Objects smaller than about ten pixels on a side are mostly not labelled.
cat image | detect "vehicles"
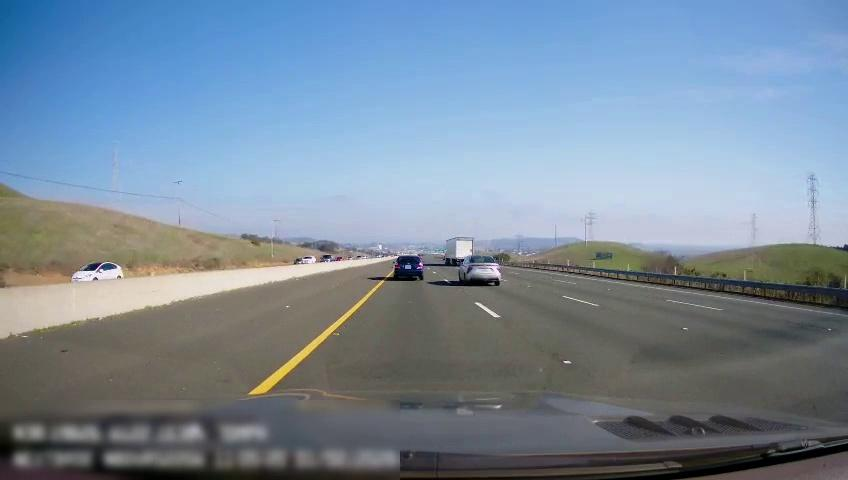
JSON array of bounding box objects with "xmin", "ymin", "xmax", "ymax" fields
[
  {"xmin": 458, "ymin": 255, "xmax": 502, "ymax": 286},
  {"xmin": 393, "ymin": 256, "xmax": 423, "ymax": 280},
  {"xmin": 71, "ymin": 261, "xmax": 124, "ymax": 283},
  {"xmin": 300, "ymin": 256, "xmax": 318, "ymax": 264},
  {"xmin": 318, "ymin": 254, "xmax": 338, "ymax": 264},
  {"xmin": 443, "ymin": 236, "xmax": 475, "ymax": 266}
]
